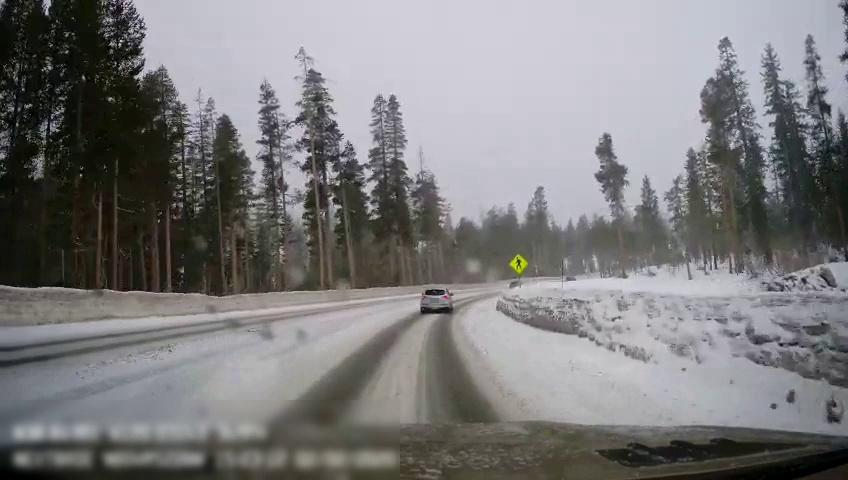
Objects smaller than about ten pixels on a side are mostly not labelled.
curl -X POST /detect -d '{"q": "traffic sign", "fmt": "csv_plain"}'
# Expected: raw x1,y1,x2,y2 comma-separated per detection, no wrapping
509,254,529,275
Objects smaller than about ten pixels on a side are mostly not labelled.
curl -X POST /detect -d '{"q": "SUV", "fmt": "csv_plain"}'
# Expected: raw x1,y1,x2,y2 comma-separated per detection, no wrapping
420,287,454,314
